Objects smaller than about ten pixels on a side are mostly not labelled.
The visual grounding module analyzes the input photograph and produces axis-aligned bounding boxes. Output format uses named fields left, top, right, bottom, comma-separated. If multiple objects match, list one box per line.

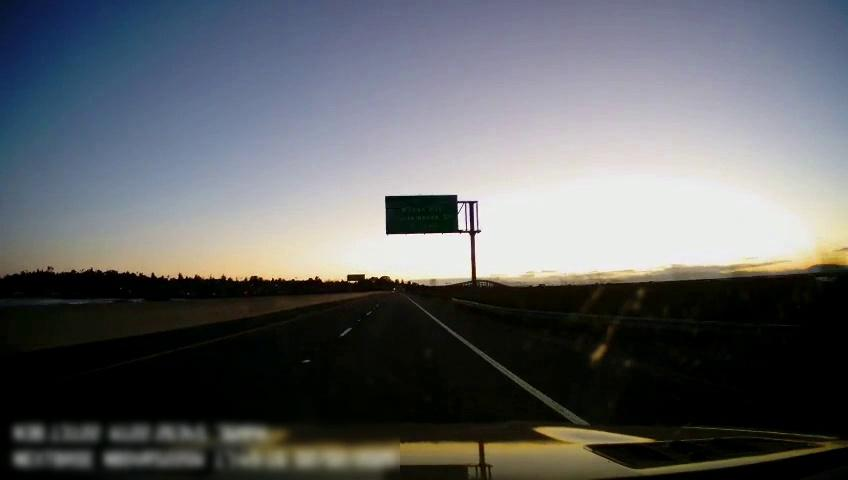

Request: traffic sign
left=384, top=194, right=459, bottom=235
